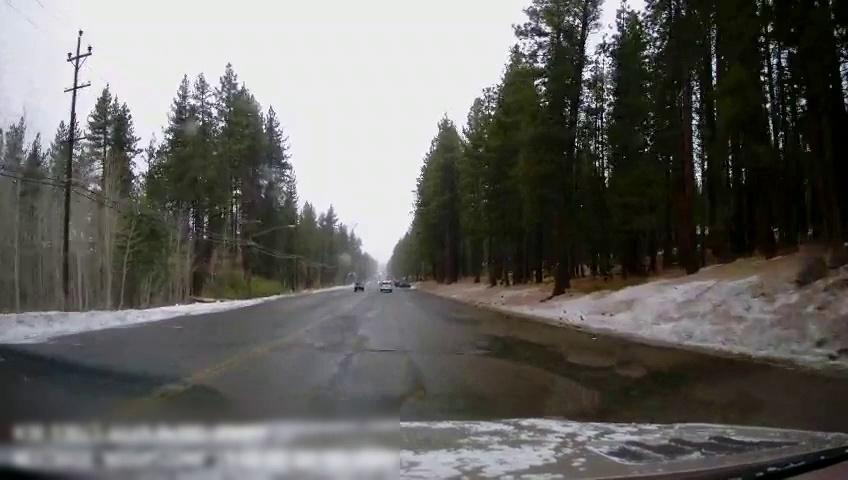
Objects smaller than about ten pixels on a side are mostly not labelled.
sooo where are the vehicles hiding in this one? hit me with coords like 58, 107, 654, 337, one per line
378, 280, 394, 294
354, 280, 366, 293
